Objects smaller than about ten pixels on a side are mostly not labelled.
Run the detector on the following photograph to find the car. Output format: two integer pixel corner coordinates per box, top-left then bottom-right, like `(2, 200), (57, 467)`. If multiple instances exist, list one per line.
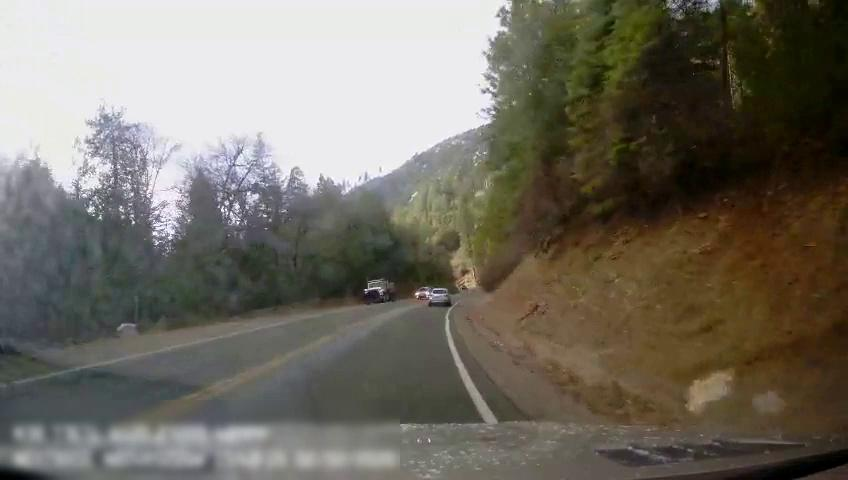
(414, 286), (434, 301)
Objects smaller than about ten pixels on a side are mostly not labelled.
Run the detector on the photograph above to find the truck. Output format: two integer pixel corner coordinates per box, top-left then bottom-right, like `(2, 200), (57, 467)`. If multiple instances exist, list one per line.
(363, 277), (396, 304)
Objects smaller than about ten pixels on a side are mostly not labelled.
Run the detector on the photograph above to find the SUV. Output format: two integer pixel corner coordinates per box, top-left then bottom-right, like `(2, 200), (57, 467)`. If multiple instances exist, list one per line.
(428, 287), (452, 307)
